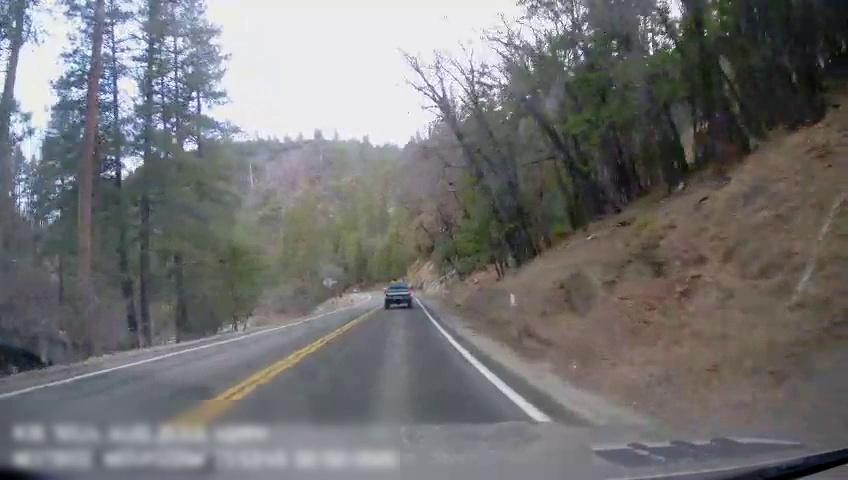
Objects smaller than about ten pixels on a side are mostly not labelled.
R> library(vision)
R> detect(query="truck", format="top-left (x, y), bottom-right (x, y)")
top-left (384, 282), bottom-right (412, 309)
